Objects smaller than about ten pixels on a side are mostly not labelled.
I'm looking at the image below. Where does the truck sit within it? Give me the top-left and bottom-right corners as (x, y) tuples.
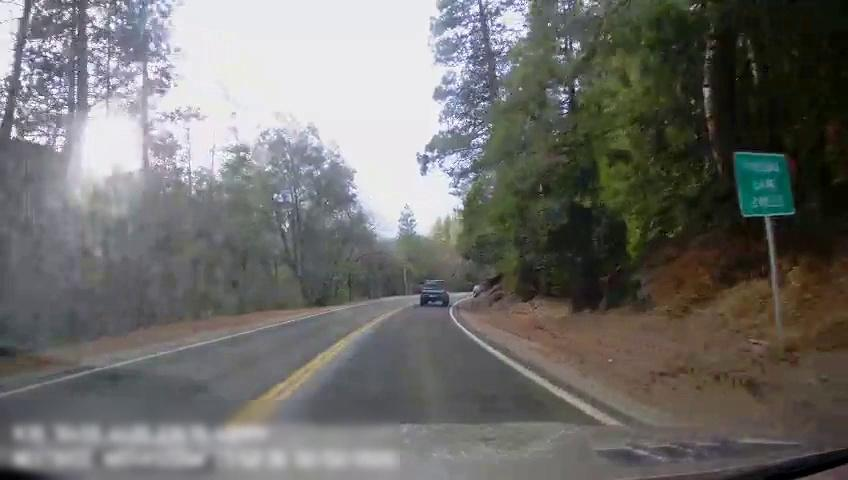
(420, 279), (449, 306)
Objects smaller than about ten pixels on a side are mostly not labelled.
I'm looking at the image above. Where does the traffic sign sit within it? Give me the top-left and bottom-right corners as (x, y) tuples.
(730, 148), (798, 217)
